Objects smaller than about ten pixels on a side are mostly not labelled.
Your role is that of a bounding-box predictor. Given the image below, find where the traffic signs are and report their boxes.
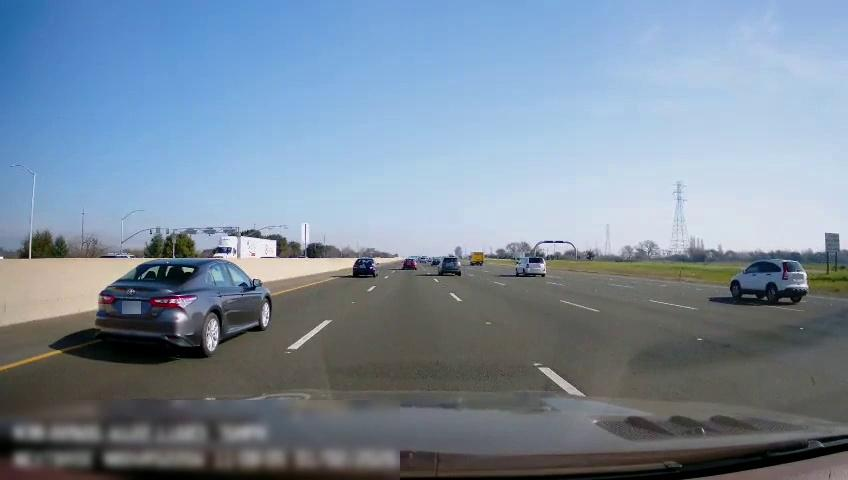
[824,231,841,253]
[300,222,309,244]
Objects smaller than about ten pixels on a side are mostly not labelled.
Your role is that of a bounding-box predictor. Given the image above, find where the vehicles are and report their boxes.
[97,252,137,259]
[401,258,417,271]
[469,251,485,266]
[729,257,809,304]
[352,258,380,279]
[92,257,274,358]
[513,256,546,278]
[438,256,462,277]
[211,236,277,259]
